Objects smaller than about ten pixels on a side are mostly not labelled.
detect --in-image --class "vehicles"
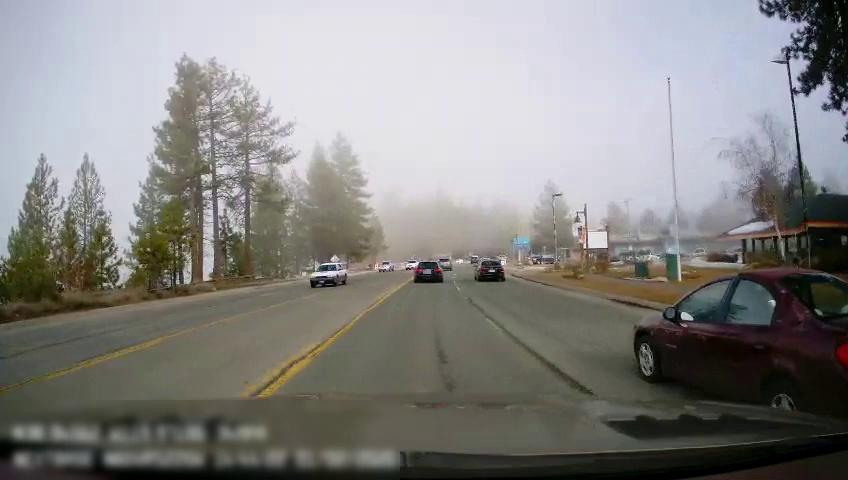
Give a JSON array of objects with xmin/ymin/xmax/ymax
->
[
  {"xmin": 405, "ymin": 259, "xmax": 419, "ymax": 271},
  {"xmin": 379, "ymin": 261, "xmax": 395, "ymax": 273},
  {"xmin": 437, "ymin": 259, "xmax": 452, "ymax": 271},
  {"xmin": 414, "ymin": 261, "xmax": 443, "ymax": 284},
  {"xmin": 632, "ymin": 268, "xmax": 848, "ymax": 411},
  {"xmin": 310, "ymin": 263, "xmax": 347, "ymax": 288},
  {"xmin": 473, "ymin": 259, "xmax": 503, "ymax": 281},
  {"xmin": 532, "ymin": 252, "xmax": 559, "ymax": 264}
]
